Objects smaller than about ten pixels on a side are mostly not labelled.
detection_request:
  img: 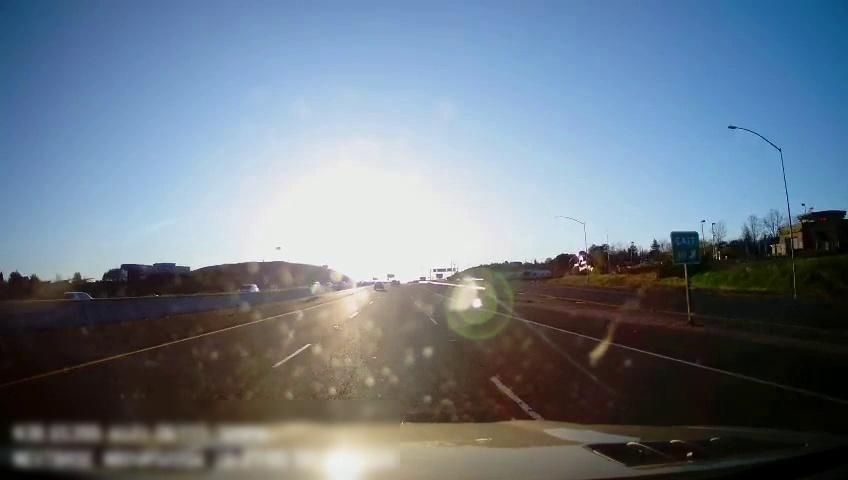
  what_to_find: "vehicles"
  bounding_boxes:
[55,291,94,300]
[236,283,260,293]
[373,281,385,291]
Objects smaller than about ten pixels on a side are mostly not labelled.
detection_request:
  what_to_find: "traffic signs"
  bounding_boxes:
[670,230,701,265]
